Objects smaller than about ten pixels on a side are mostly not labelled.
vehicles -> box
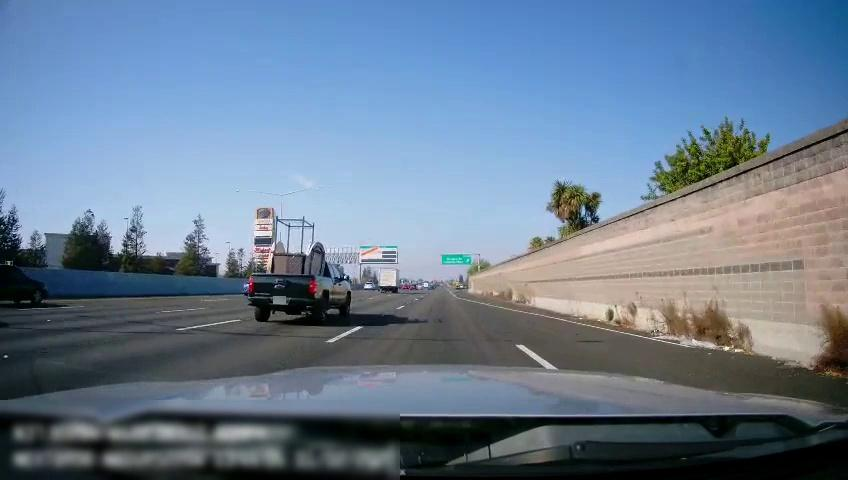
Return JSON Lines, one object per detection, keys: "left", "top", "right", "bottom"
{"left": 243, "top": 279, "right": 249, "bottom": 296}
{"left": 0, "top": 264, "right": 48, "bottom": 308}
{"left": 247, "top": 255, "right": 352, "bottom": 325}
{"left": 379, "top": 269, "right": 400, "bottom": 293}
{"left": 364, "top": 282, "right": 377, "bottom": 290}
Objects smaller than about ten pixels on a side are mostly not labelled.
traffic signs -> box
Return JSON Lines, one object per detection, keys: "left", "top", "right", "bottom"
{"left": 441, "top": 254, "right": 472, "bottom": 265}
